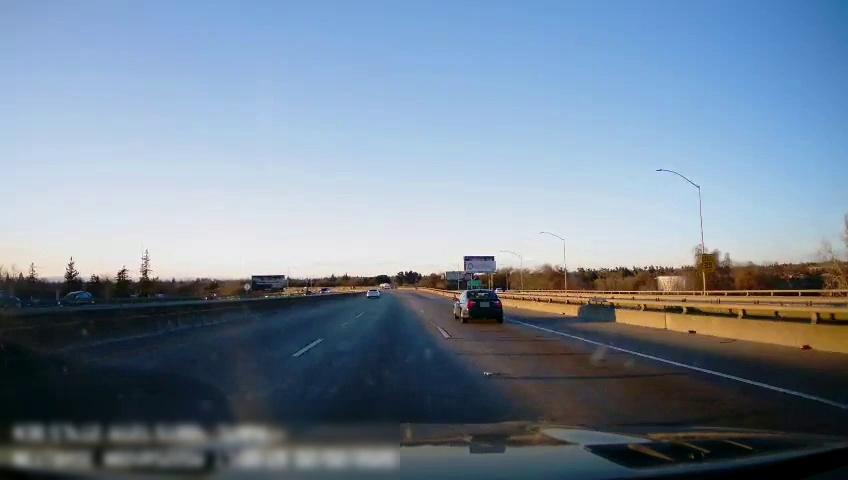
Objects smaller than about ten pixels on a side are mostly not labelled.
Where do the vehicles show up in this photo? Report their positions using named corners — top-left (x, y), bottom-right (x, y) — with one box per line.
top-left (0, 288), bottom-right (23, 309)
top-left (379, 282), bottom-right (390, 290)
top-left (57, 291), bottom-right (96, 307)
top-left (366, 288), bottom-right (381, 299)
top-left (453, 289), bottom-right (503, 324)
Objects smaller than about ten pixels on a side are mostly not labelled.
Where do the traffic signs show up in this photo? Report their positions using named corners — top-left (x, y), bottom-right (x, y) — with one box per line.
top-left (701, 253), bottom-right (714, 273)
